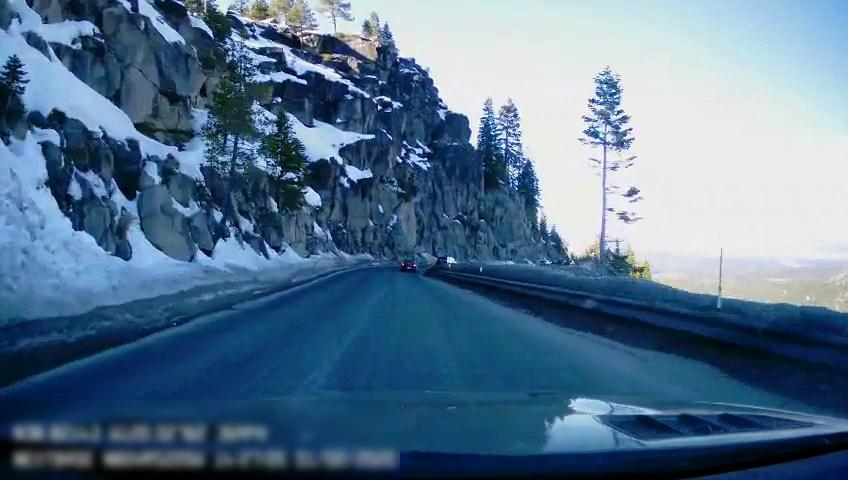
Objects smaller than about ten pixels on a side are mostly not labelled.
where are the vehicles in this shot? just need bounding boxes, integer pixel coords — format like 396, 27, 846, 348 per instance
435, 256, 457, 265
400, 259, 419, 272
